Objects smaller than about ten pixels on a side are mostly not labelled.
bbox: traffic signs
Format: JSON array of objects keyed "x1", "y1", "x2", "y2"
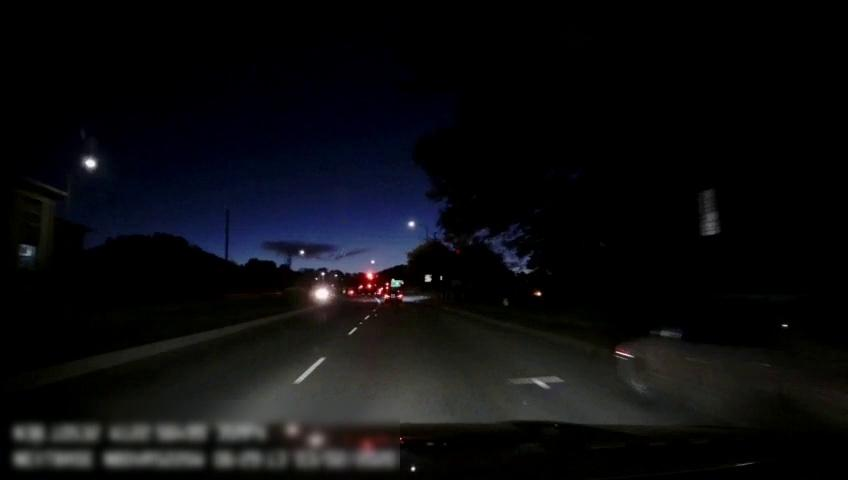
[{"x1": 390, "y1": 278, "x2": 403, "y2": 288}]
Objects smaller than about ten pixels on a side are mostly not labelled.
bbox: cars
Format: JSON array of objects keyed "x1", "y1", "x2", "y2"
[
  {"x1": 385, "y1": 290, "x2": 404, "y2": 304},
  {"x1": 610, "y1": 293, "x2": 848, "y2": 426}
]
